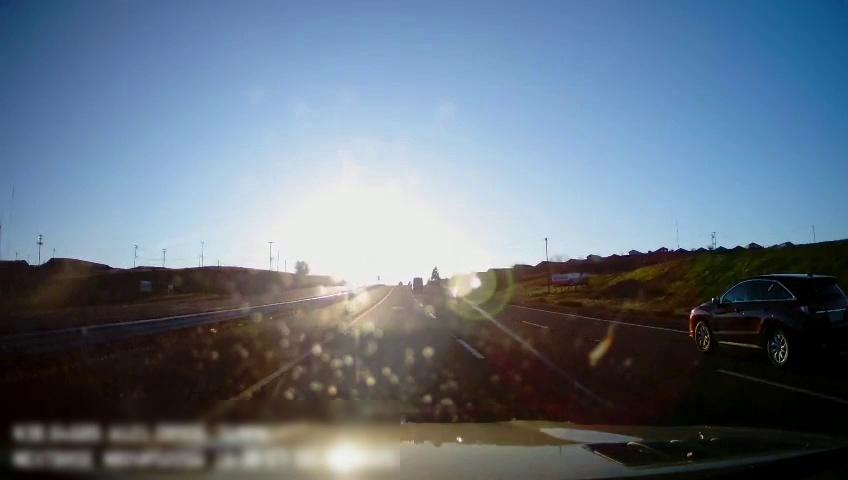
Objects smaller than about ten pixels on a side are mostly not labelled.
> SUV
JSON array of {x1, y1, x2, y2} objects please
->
[{"x1": 689, "y1": 275, "x2": 848, "y2": 369}]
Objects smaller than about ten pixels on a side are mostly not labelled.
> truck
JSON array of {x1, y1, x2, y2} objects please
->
[{"x1": 413, "y1": 277, "x2": 423, "y2": 292}]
